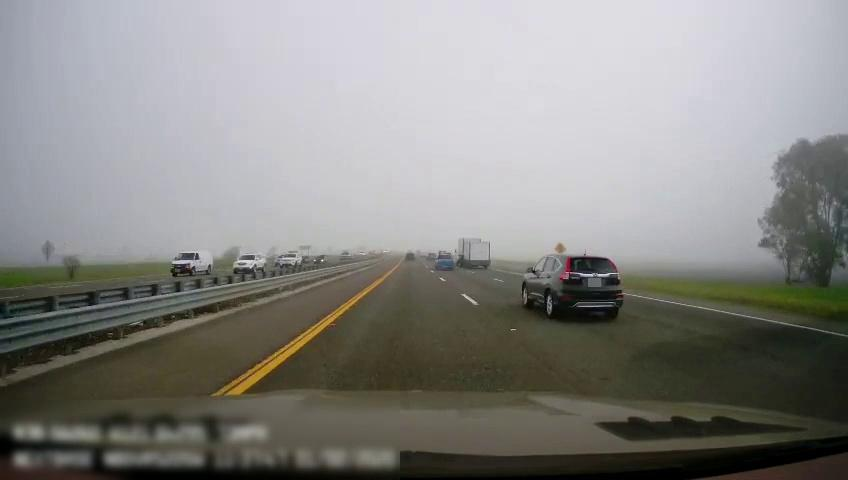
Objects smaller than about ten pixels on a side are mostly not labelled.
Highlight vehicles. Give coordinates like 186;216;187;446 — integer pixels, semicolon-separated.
337;251;355;261
273;255;286;266
170;250;214;277
313;255;329;264
405;251;416;262
299;256;312;264
519;253;627;321
463;239;492;270
433;250;455;272
278;252;304;269
426;252;438;262
231;253;269;275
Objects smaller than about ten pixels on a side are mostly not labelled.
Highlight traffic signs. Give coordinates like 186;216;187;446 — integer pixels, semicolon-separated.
40;239;56;260
296;243;312;250
553;241;568;255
